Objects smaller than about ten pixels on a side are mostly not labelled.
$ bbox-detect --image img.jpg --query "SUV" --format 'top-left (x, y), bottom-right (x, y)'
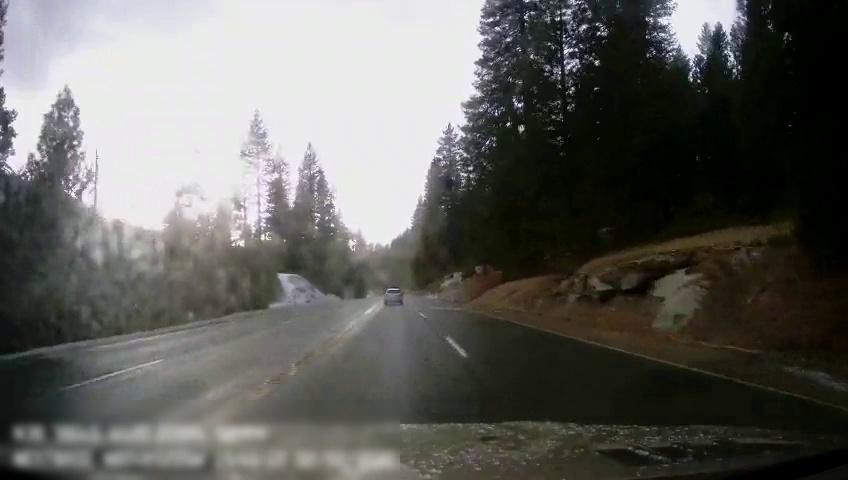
top-left (383, 287), bottom-right (404, 306)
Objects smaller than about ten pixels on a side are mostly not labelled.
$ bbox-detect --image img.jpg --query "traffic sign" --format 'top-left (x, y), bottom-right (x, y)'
top-left (453, 271), bottom-right (463, 284)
